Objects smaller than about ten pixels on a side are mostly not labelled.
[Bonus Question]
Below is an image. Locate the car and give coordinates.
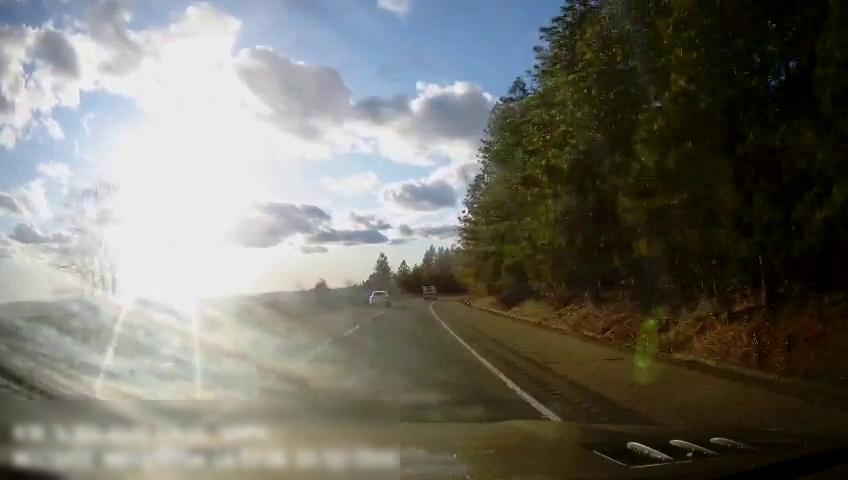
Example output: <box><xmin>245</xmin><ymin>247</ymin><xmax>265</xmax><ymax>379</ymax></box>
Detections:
<box><xmin>368</xmin><ymin>289</ymin><xmax>391</xmax><ymax>309</ymax></box>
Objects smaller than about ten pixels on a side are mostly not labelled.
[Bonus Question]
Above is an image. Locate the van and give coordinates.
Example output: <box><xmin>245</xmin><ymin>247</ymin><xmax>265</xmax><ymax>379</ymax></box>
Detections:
<box><xmin>423</xmin><ymin>286</ymin><xmax>438</xmax><ymax>302</ymax></box>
